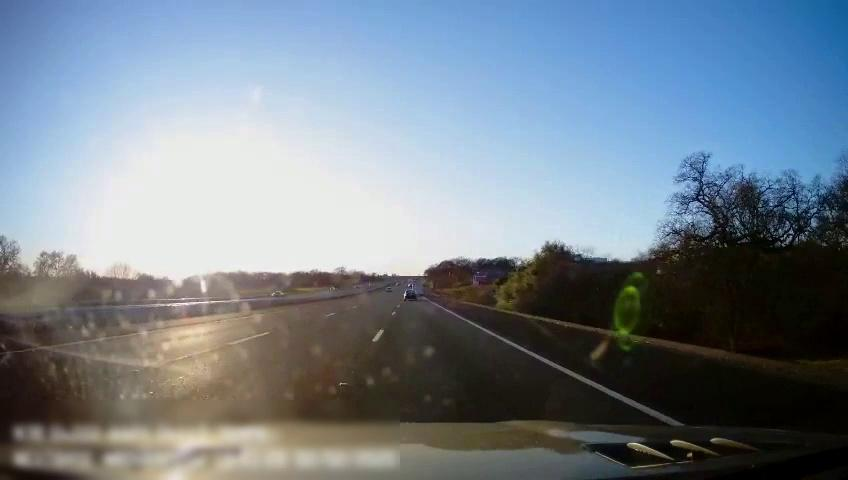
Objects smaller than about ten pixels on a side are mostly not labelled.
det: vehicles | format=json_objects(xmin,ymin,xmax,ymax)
[
  {"xmin": 403, "ymin": 288, "xmax": 418, "ymax": 301},
  {"xmin": 271, "ymin": 290, "xmax": 285, "ymax": 297},
  {"xmin": 410, "ymin": 284, "xmax": 423, "ymax": 297}
]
